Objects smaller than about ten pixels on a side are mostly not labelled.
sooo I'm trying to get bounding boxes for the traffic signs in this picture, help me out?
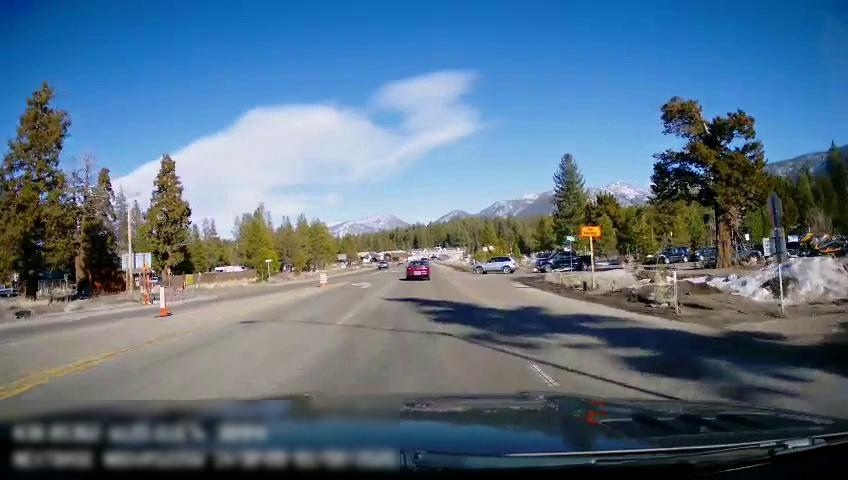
[580,226,602,237]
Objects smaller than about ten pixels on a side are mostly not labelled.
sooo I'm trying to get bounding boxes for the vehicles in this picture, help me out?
[472,256,518,275]
[659,246,692,264]
[536,249,594,274]
[692,247,716,262]
[733,245,763,267]
[377,260,388,269]
[406,261,431,280]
